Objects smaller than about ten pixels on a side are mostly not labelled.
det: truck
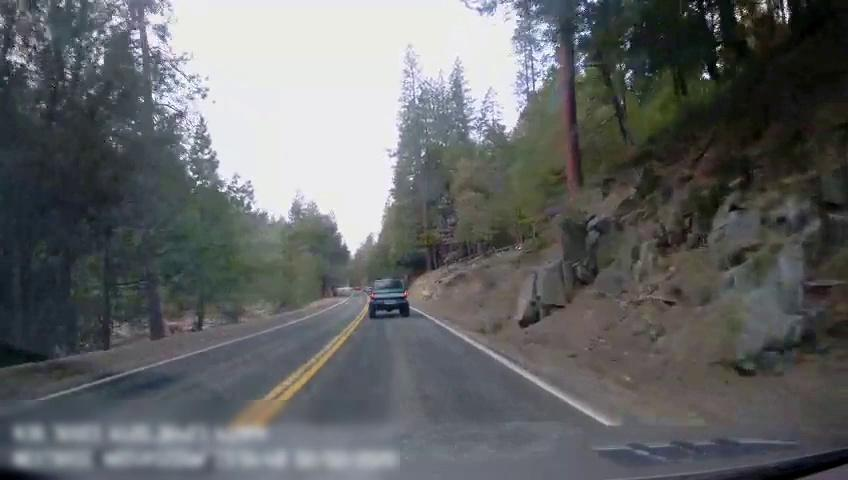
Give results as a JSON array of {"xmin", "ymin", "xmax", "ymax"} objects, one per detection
[{"xmin": 367, "ymin": 278, "xmax": 410, "ymax": 319}]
